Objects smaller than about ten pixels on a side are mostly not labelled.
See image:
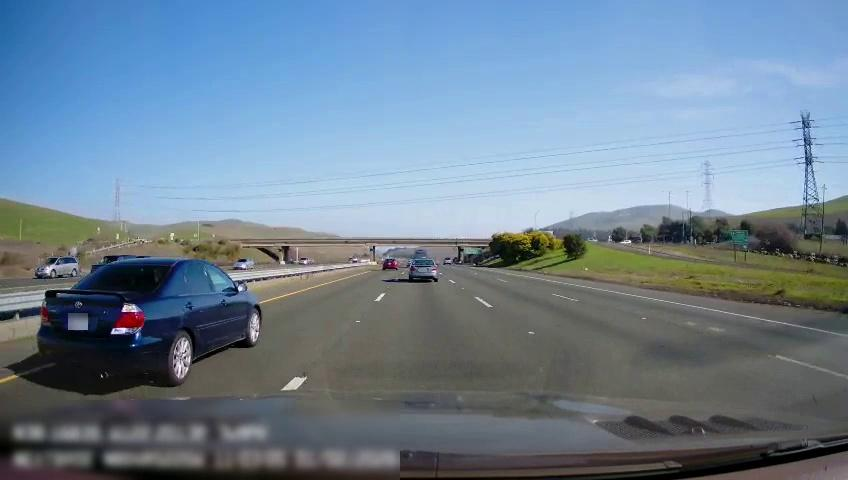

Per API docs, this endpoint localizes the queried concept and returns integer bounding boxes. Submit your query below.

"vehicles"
[620,239,632,244]
[35,255,263,388]
[415,249,427,257]
[34,256,79,279]
[232,257,255,271]
[407,258,439,283]
[90,254,151,273]
[382,258,399,271]
[298,257,312,265]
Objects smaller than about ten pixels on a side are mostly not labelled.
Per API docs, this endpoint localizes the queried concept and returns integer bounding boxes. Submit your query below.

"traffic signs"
[463,247,482,255]
[731,229,749,243]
